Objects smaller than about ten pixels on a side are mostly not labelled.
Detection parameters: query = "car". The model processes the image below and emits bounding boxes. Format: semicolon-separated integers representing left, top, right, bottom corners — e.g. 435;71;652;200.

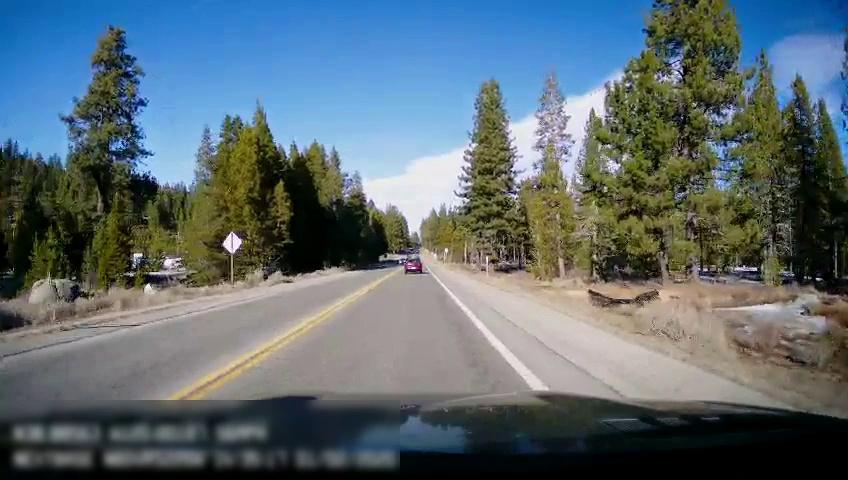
404;256;423;274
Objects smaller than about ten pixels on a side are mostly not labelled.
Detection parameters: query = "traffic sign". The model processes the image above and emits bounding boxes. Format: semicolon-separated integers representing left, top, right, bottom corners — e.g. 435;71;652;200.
218;230;243;257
